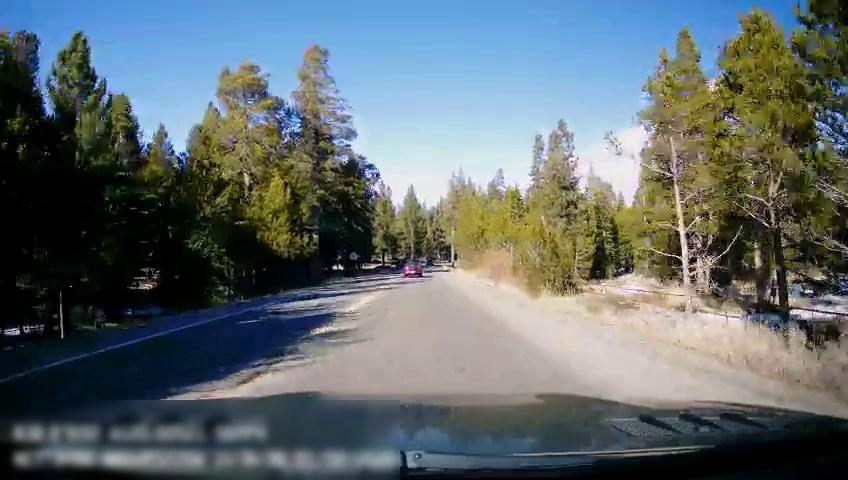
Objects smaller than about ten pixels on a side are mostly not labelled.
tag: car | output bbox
[404,262,423,278]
